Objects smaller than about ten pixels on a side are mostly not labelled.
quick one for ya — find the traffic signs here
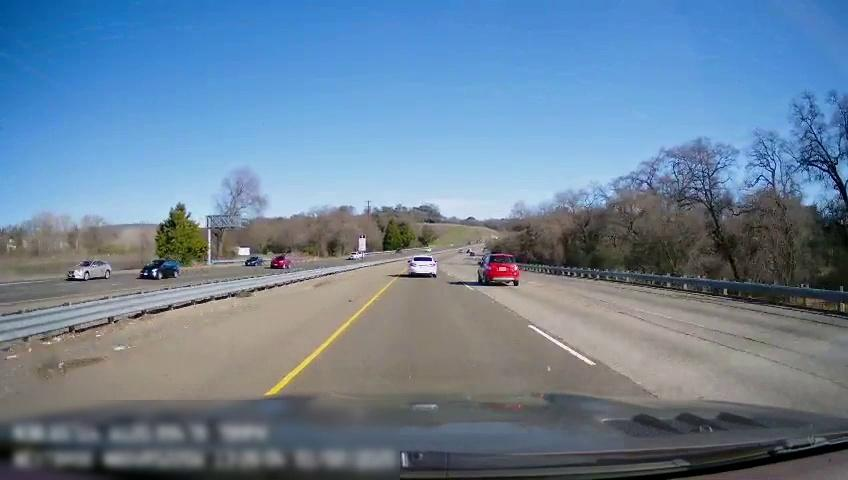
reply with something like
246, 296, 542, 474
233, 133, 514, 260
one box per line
358, 235, 367, 250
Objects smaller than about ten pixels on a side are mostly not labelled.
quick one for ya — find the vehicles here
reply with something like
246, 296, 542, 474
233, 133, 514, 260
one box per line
269, 255, 291, 269
244, 255, 265, 267
476, 254, 521, 286
348, 251, 361, 261
138, 259, 180, 281
407, 255, 436, 278
64, 259, 112, 281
